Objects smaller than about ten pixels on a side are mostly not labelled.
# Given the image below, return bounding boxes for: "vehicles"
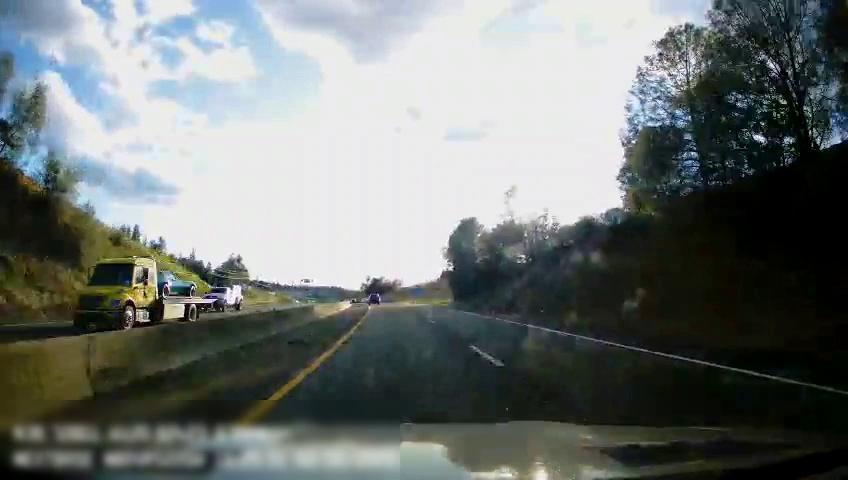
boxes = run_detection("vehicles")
[72,255,217,330]
[205,285,243,312]
[367,292,381,305]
